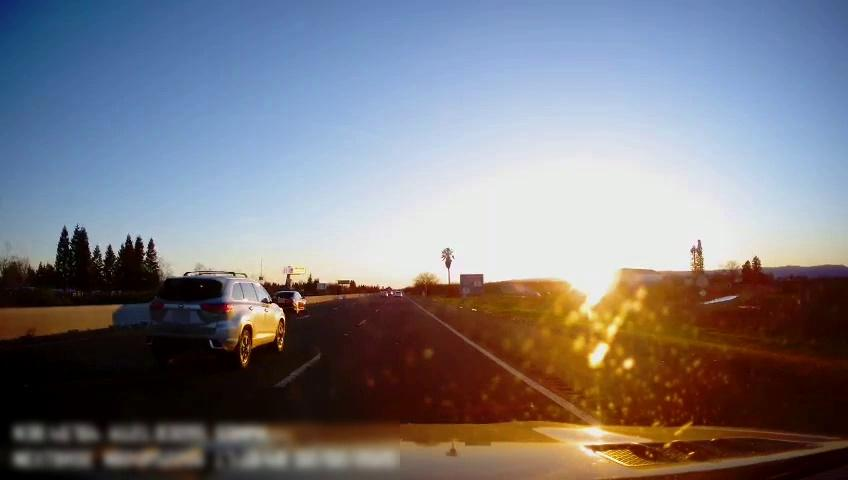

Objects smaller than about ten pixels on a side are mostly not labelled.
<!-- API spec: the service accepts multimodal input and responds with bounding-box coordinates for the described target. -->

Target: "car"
[273,291,306,316]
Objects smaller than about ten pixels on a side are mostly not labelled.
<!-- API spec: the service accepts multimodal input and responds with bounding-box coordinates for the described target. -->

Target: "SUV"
[146,271,286,371]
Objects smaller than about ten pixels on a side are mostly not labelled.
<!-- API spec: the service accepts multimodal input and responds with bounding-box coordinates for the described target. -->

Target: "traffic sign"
[460,273,484,295]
